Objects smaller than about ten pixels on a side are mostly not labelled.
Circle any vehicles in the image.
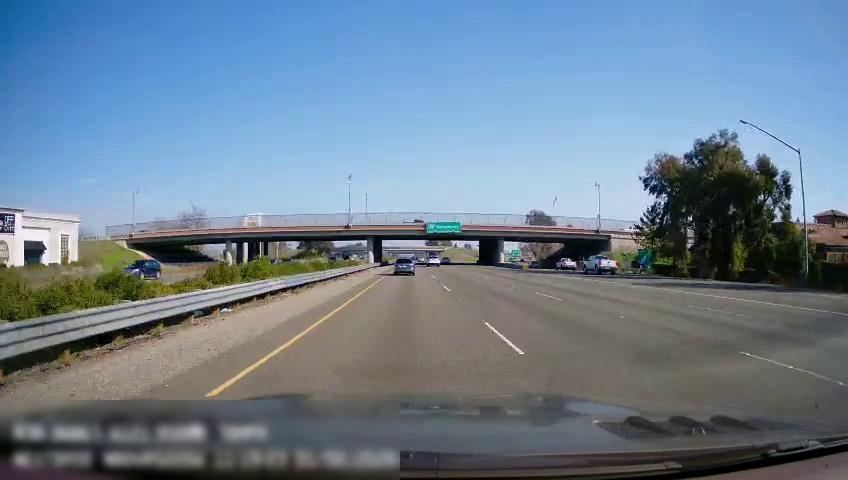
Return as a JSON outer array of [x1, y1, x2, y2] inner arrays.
[[556, 257, 577, 270], [582, 255, 617, 275], [426, 256, 440, 268], [441, 256, 450, 263], [393, 257, 415, 275], [121, 259, 161, 281]]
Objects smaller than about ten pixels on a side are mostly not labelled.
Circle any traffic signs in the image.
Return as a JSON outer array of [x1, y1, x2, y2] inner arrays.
[[425, 221, 462, 233]]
